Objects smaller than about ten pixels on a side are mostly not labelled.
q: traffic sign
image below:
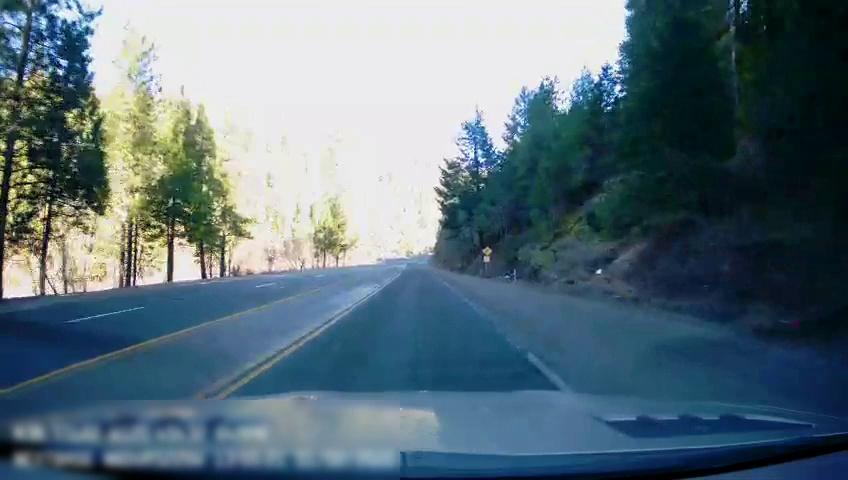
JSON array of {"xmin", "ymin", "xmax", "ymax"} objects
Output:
[{"xmin": 480, "ymin": 246, "xmax": 493, "ymax": 256}]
